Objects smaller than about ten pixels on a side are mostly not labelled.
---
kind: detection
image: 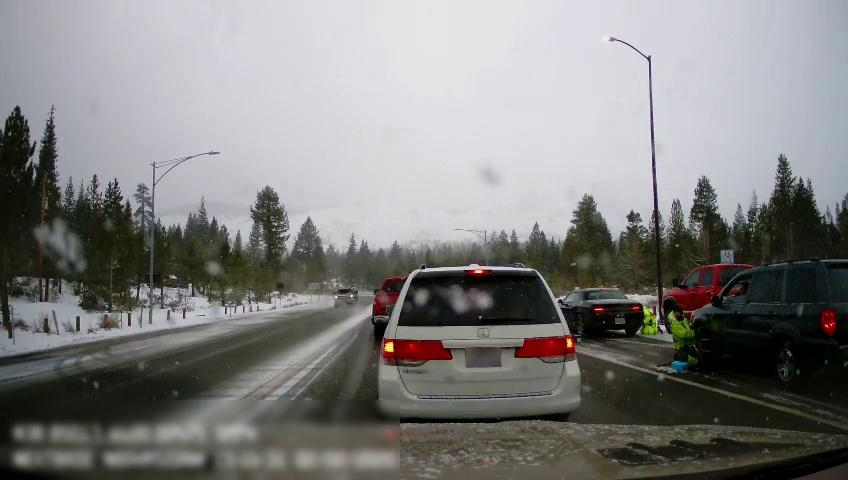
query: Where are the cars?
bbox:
[557,288,645,338]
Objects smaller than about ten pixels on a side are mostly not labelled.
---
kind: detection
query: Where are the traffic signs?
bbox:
[720,249,735,264]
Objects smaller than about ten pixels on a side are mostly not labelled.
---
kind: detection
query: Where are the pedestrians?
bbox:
[642,308,663,336]
[667,306,703,365]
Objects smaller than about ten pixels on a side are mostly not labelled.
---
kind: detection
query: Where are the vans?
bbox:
[377,265,582,423]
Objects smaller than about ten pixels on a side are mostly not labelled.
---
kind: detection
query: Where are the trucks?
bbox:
[663,263,752,335]
[372,277,407,337]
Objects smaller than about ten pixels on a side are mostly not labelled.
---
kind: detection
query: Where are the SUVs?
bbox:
[689,259,848,388]
[333,287,359,307]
